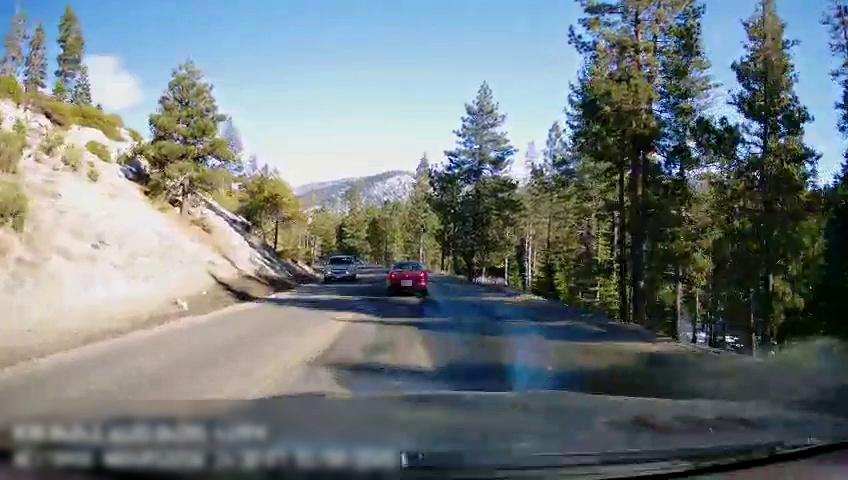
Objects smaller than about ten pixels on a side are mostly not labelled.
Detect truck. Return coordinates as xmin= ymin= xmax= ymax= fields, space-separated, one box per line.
xmin=323 ymin=256 xmax=361 ymax=282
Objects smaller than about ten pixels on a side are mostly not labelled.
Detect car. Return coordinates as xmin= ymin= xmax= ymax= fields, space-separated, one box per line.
xmin=385 ymin=261 xmax=429 ymax=298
